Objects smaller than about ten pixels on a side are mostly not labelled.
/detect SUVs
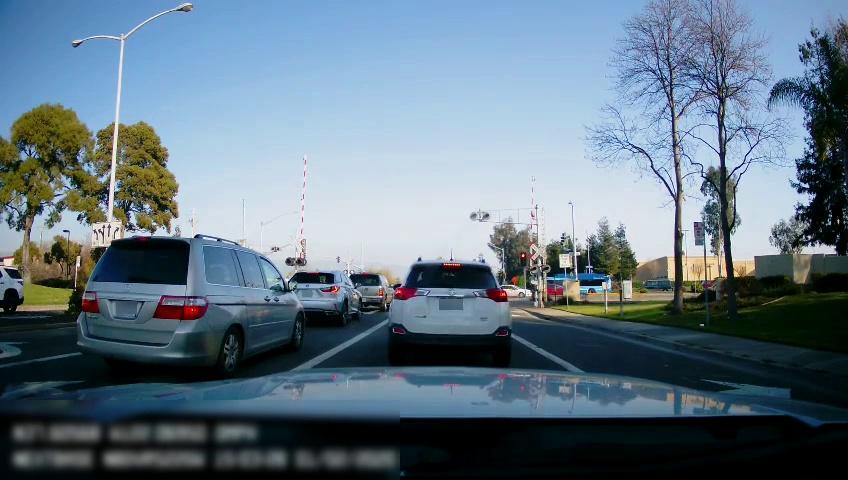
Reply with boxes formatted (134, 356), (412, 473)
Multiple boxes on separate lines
(286, 271), (364, 327)
(640, 279), (673, 292)
(388, 256), (513, 360)
(348, 272), (395, 312)
(0, 265), (25, 314)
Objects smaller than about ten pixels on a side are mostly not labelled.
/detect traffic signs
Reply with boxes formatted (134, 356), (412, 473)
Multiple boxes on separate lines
(559, 254), (571, 268)
(87, 220), (118, 247)
(693, 222), (705, 239)
(531, 244), (548, 261)
(694, 238), (704, 246)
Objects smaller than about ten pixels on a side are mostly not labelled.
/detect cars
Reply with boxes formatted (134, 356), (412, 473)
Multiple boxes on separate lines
(701, 280), (717, 289)
(497, 284), (533, 298)
(542, 283), (564, 297)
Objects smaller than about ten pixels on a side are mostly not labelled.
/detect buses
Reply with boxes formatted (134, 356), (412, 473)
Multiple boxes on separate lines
(544, 272), (612, 295)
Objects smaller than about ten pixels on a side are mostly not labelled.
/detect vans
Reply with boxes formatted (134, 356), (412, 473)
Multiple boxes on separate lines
(75, 233), (306, 378)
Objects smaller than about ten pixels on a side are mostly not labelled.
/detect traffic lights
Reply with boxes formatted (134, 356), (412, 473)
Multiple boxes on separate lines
(301, 238), (307, 253)
(296, 257), (308, 267)
(284, 256), (296, 267)
(559, 232), (566, 246)
(519, 252), (527, 268)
